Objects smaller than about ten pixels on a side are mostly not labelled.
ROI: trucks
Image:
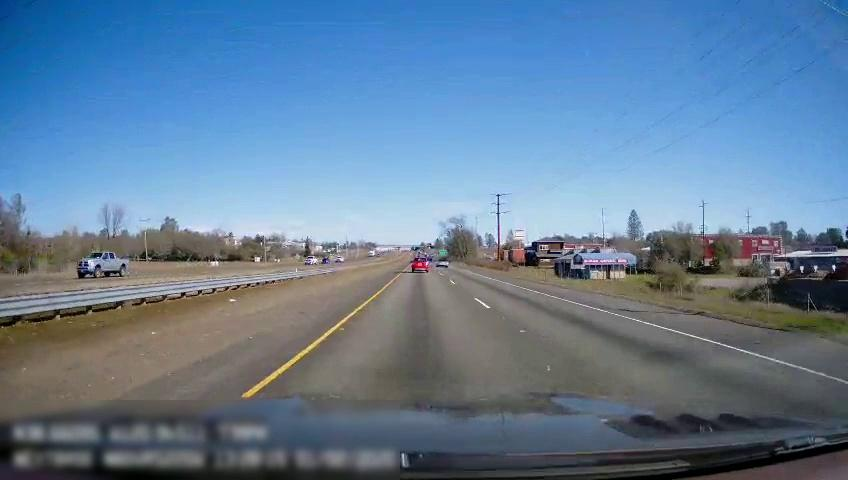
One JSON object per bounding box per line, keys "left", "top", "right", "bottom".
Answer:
{"left": 77, "top": 251, "right": 129, "bottom": 280}
{"left": 304, "top": 255, "right": 318, "bottom": 265}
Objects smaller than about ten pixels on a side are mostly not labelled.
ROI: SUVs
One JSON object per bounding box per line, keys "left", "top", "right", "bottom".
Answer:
{"left": 411, "top": 255, "right": 430, "bottom": 272}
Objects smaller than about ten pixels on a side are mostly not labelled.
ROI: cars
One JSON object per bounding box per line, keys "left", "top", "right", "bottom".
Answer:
{"left": 434, "top": 256, "right": 449, "bottom": 269}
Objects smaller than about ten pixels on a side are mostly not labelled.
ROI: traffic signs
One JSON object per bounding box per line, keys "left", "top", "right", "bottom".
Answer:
{"left": 437, "top": 250, "right": 448, "bottom": 256}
